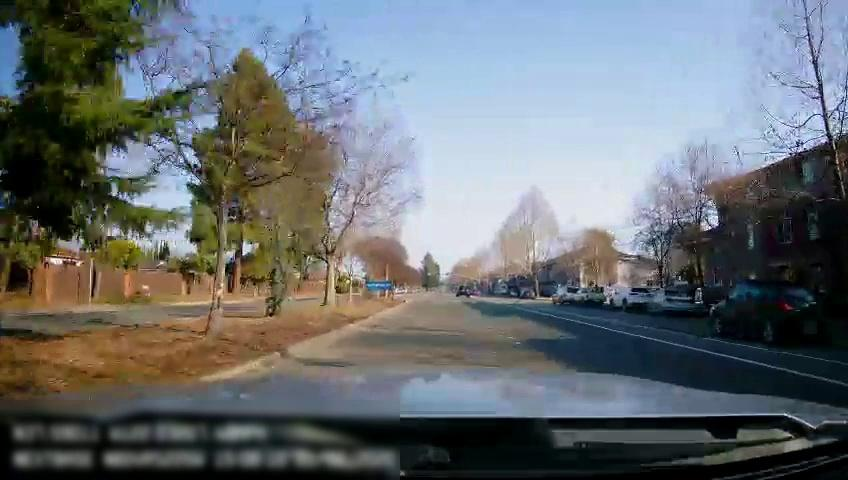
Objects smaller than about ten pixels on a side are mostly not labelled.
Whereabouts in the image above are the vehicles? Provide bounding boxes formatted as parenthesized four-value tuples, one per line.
(455, 286, 471, 298)
(519, 287, 536, 300)
(709, 278, 825, 348)
(608, 285, 649, 312)
(550, 285, 578, 305)
(646, 286, 698, 316)
(572, 286, 607, 306)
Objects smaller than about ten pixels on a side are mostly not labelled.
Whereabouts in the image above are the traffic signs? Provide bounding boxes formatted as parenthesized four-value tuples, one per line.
(367, 281, 393, 290)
